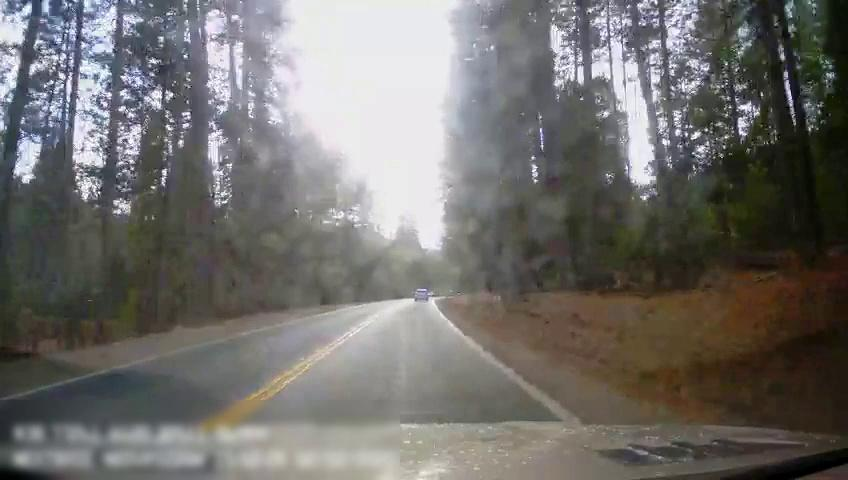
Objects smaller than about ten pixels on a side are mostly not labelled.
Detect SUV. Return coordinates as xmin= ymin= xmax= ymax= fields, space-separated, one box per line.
xmin=414 ymin=288 xmax=429 ymax=302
